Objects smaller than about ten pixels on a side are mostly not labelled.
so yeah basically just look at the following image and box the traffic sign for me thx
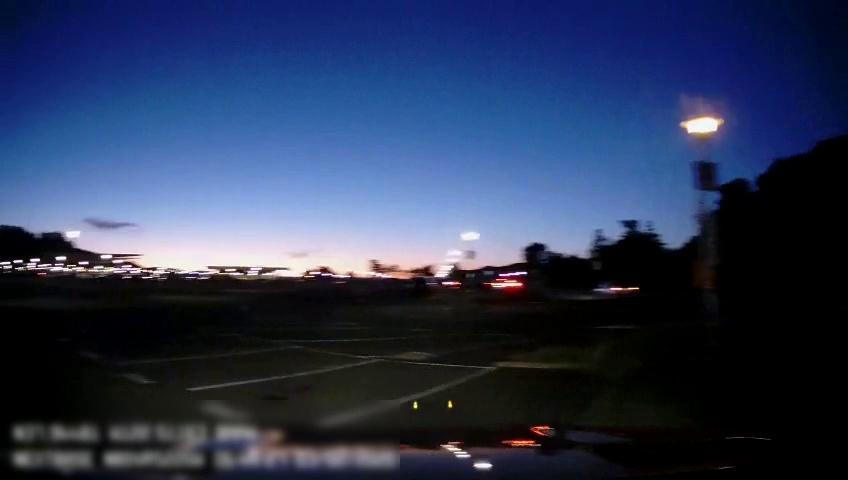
[693,258,715,290]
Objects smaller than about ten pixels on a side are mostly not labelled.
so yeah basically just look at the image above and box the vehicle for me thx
[591,281,642,301]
